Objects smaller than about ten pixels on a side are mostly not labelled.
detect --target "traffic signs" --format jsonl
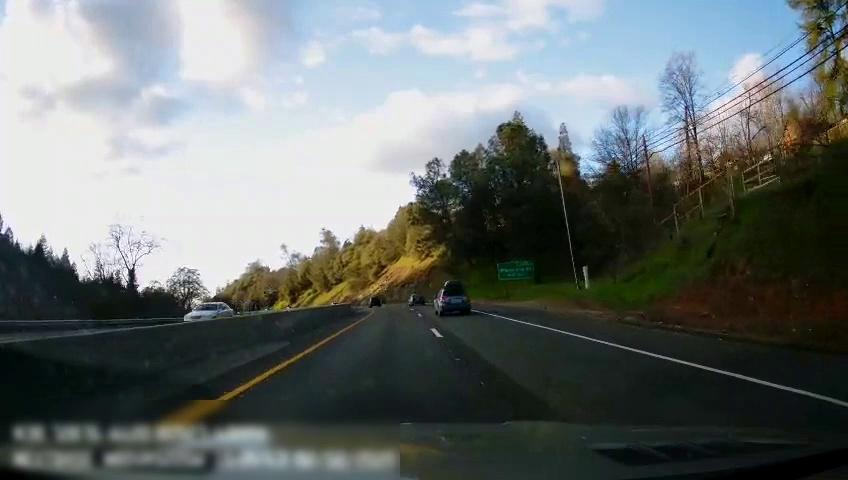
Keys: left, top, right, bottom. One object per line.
{"left": 495, "top": 261, "right": 536, "bottom": 282}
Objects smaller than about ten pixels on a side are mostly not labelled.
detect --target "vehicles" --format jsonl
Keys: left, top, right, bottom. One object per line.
{"left": 367, "top": 296, "right": 382, "bottom": 308}
{"left": 407, "top": 293, "right": 426, "bottom": 307}
{"left": 433, "top": 278, "right": 471, "bottom": 316}
{"left": 184, "top": 302, "right": 234, "bottom": 322}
